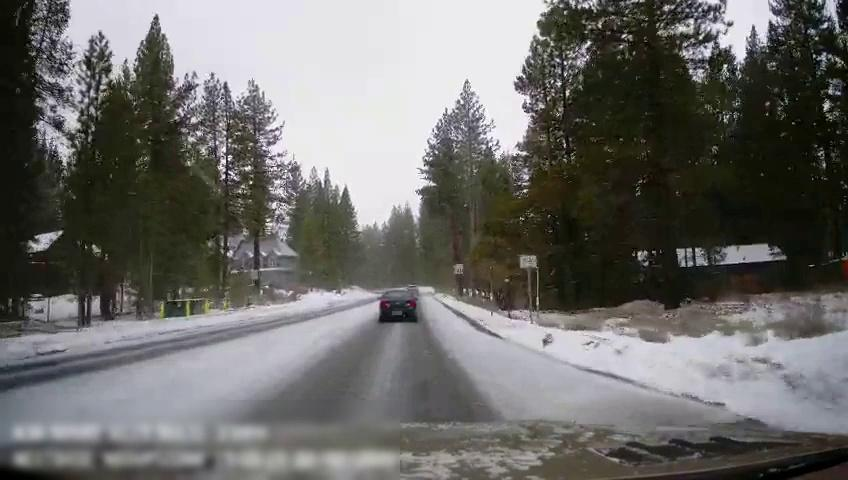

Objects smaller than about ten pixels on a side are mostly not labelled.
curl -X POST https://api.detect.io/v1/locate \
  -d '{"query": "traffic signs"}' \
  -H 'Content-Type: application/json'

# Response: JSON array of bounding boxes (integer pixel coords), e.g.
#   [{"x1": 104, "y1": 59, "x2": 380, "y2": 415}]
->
[
  {"x1": 518, "y1": 254, "x2": 538, "y2": 269},
  {"x1": 455, "y1": 263, "x2": 465, "y2": 275}
]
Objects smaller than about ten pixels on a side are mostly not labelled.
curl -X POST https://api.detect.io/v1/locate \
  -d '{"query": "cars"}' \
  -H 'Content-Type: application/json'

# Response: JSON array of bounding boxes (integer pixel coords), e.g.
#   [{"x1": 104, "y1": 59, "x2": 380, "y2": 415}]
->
[{"x1": 376, "y1": 288, "x2": 419, "y2": 322}]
